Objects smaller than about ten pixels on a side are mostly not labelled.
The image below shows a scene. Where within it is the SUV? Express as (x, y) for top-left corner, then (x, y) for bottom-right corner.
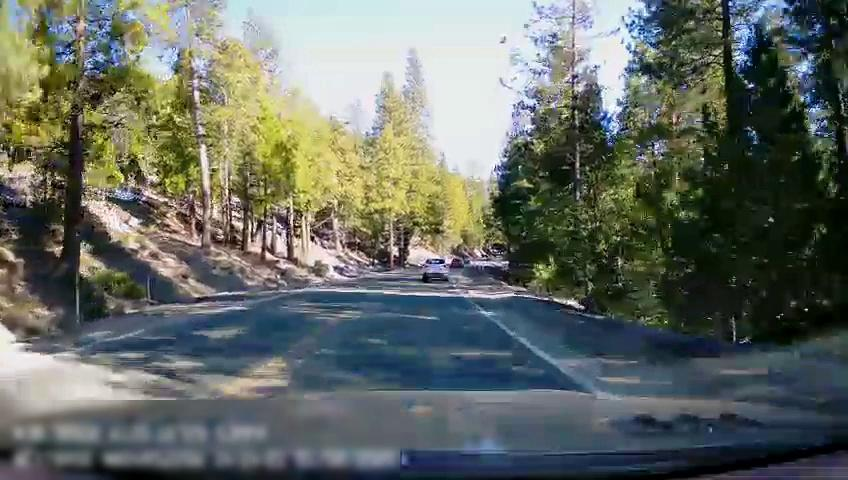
(420, 256), (450, 283)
